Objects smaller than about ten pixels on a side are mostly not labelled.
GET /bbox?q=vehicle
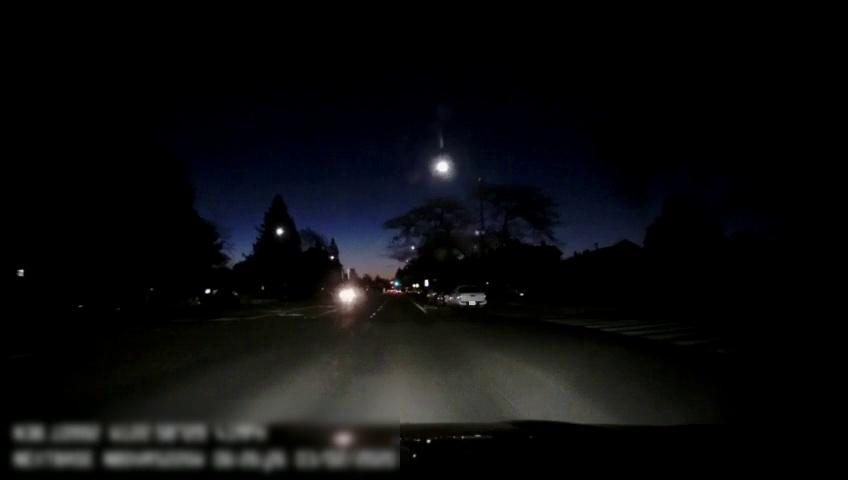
[465,281,528,318]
